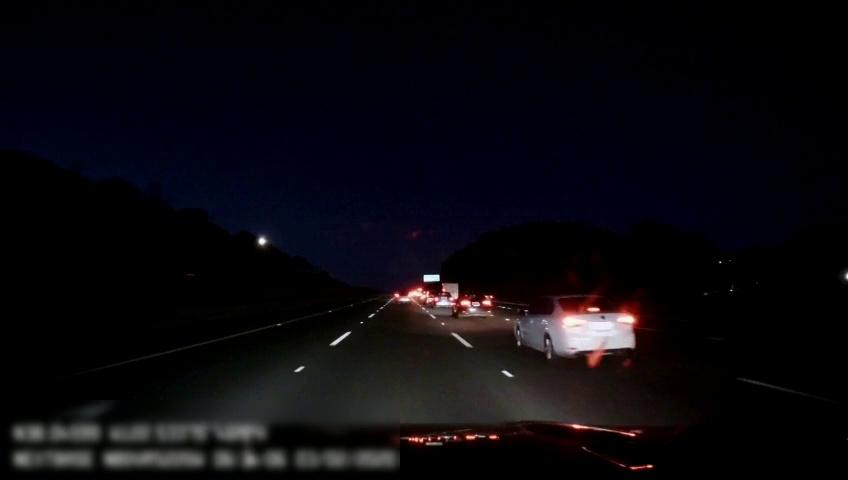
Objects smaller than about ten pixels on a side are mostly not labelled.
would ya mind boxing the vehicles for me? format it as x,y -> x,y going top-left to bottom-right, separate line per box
451,294 -> 491,321
442,282 -> 459,298
394,288 -> 412,304
434,291 -> 454,308
514,291 -> 637,364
